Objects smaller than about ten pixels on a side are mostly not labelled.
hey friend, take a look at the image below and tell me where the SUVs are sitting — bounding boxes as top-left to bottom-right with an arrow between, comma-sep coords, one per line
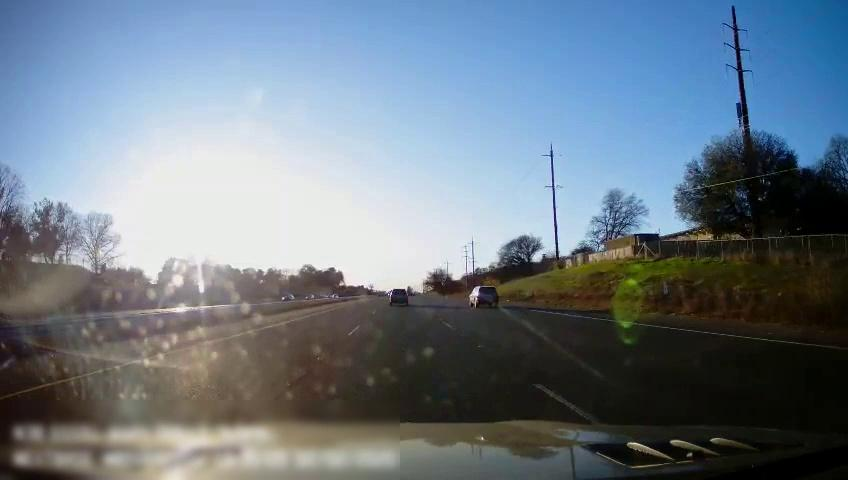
468,285 -> 499,309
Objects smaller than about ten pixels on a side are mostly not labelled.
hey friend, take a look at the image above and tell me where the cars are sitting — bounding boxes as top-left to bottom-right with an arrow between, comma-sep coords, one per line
389,288 -> 409,307
281,293 -> 295,302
